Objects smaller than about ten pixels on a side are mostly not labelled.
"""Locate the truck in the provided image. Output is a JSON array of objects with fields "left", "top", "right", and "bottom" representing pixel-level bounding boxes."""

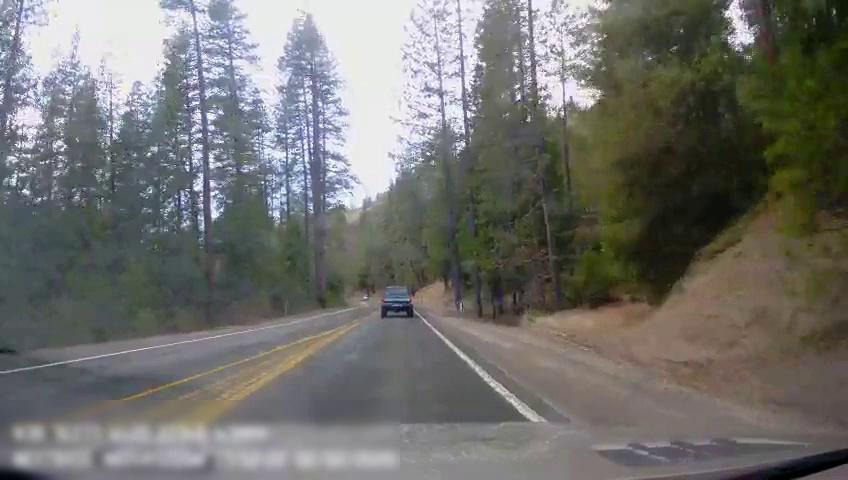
[{"left": 380, "top": 285, "right": 414, "bottom": 319}]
